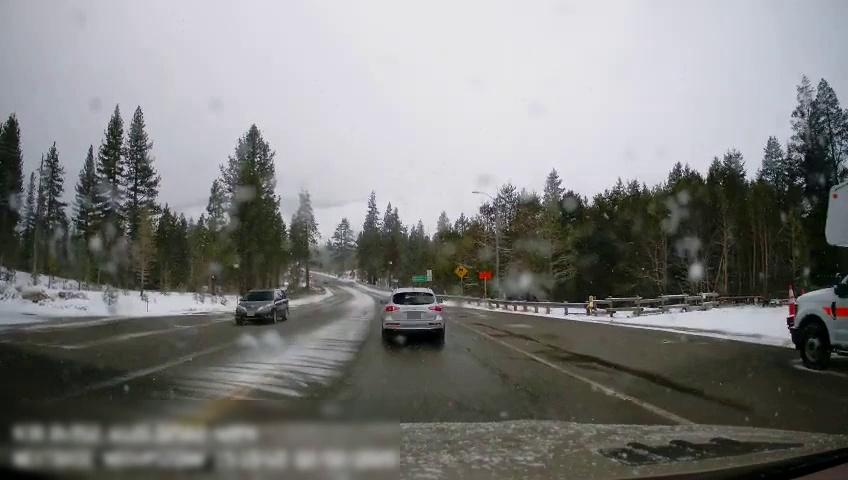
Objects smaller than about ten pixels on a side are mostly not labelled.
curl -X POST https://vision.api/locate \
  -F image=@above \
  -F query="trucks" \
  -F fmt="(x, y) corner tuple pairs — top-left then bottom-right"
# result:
(789, 180), (848, 373)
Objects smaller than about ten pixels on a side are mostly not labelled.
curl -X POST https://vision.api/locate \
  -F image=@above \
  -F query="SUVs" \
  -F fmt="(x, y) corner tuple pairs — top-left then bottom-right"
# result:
(380, 286), (446, 342)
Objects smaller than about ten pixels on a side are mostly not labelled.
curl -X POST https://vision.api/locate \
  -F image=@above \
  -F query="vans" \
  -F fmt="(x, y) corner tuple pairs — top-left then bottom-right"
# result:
(233, 288), (290, 325)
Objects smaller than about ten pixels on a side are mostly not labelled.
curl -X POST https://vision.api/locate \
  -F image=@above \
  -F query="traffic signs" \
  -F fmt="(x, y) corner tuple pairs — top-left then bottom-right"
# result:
(479, 270), (493, 280)
(411, 274), (427, 283)
(454, 265), (468, 278)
